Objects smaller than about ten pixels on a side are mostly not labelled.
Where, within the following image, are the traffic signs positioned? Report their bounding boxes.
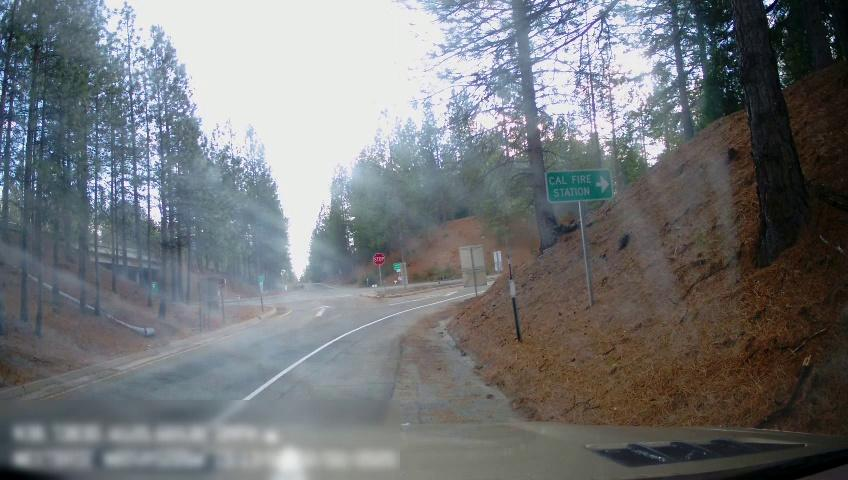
[543,169,615,203]
[372,253,386,266]
[392,262,406,273]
